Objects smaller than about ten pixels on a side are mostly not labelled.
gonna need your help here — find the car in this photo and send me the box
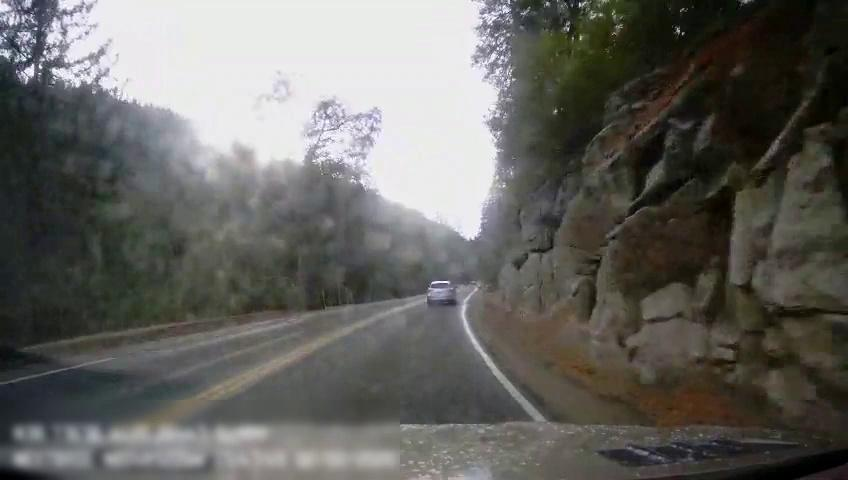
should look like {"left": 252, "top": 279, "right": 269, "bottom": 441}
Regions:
{"left": 426, "top": 280, "right": 456, "bottom": 306}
